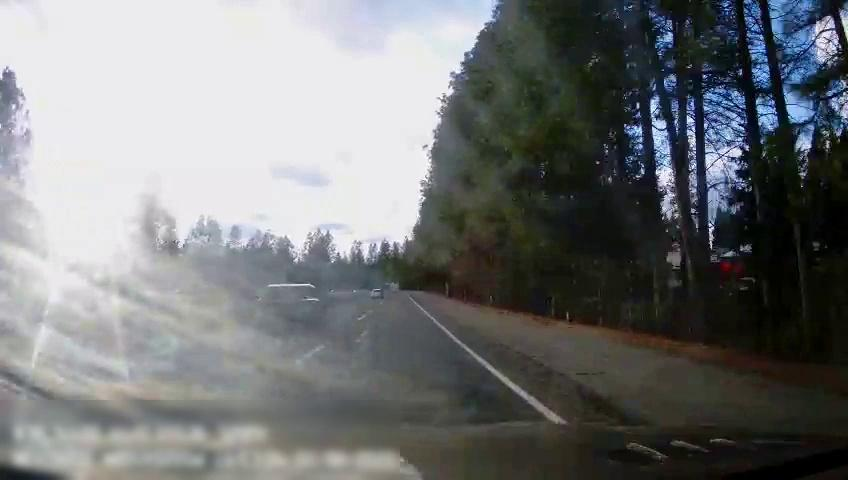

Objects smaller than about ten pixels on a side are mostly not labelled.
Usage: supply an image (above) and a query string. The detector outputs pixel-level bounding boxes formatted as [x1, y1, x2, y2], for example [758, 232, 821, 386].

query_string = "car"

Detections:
[369, 287, 383, 299]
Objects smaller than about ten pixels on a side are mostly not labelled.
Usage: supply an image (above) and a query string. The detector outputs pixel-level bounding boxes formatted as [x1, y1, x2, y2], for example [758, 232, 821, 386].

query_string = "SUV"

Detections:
[254, 284, 323, 333]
